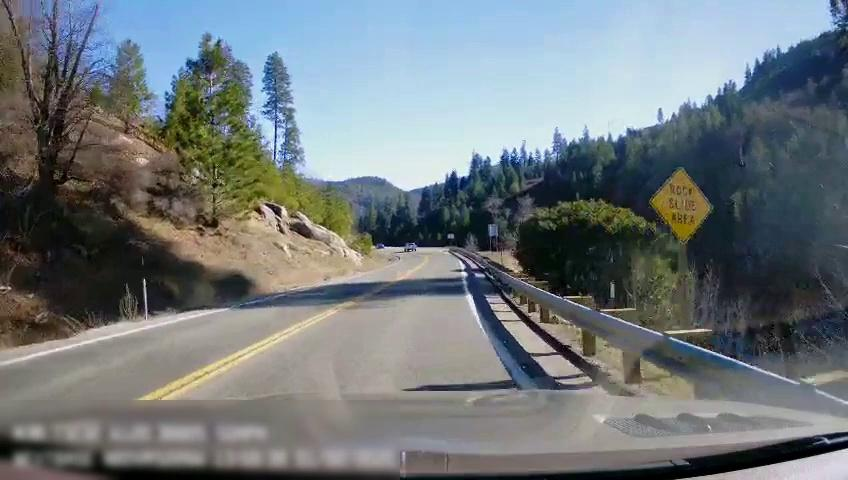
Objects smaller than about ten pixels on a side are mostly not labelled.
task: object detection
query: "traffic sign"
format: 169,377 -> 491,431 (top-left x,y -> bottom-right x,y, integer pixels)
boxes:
649,167 -> 713,244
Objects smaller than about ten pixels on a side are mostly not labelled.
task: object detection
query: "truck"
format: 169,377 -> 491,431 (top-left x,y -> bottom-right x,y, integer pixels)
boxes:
404,242 -> 417,251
